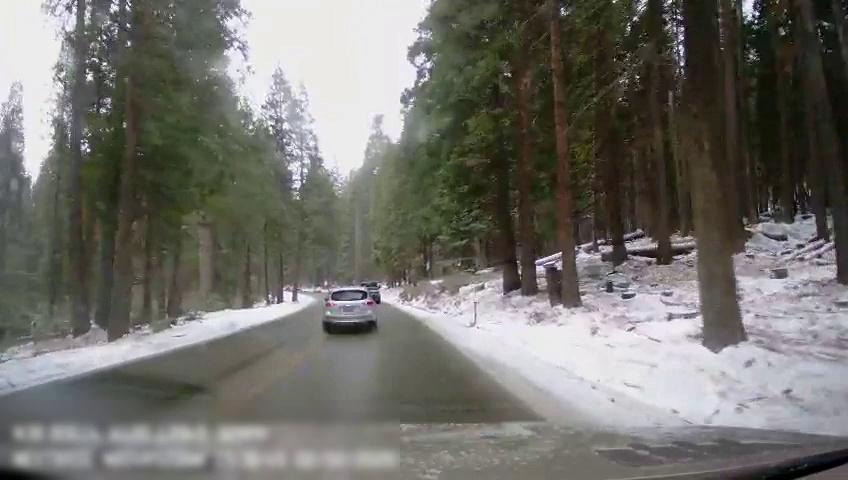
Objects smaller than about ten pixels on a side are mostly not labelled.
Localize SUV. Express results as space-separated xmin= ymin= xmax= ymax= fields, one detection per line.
xmin=323 ymin=286 xmax=378 ymax=334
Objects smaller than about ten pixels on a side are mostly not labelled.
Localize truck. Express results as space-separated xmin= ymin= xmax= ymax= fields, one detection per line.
xmin=357 ymin=281 xmax=381 ymax=304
